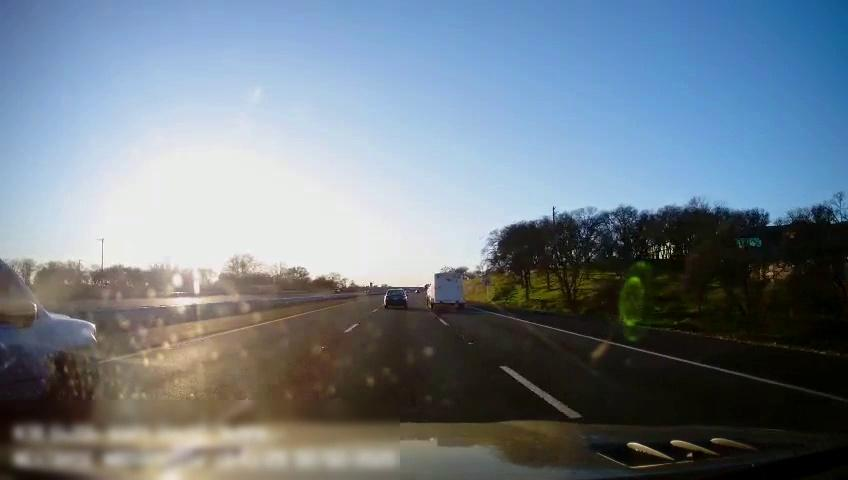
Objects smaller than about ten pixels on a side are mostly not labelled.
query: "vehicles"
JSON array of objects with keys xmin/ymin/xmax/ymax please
[
  {"xmin": 383, "ymin": 289, "xmax": 409, "ymax": 311},
  {"xmin": 427, "ymin": 272, "xmax": 465, "ymax": 311},
  {"xmin": 331, "ymin": 287, "xmax": 341, "ymax": 294},
  {"xmin": 0, "ymin": 257, "xmax": 96, "ymax": 440}
]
